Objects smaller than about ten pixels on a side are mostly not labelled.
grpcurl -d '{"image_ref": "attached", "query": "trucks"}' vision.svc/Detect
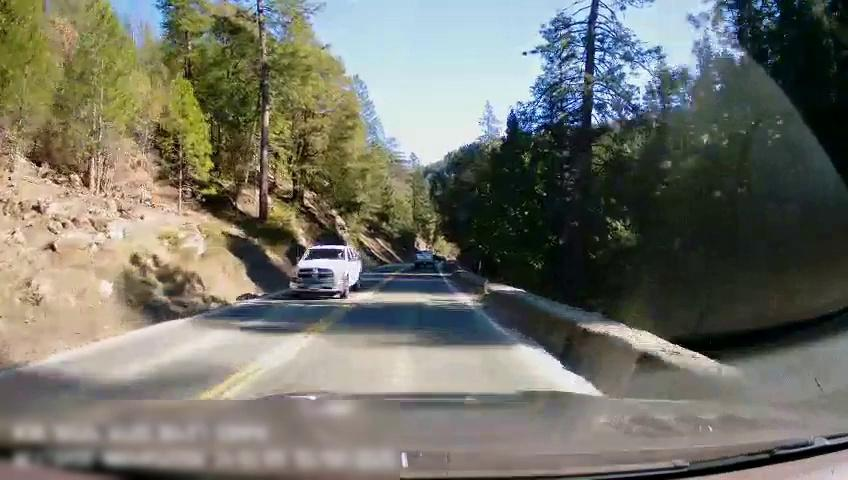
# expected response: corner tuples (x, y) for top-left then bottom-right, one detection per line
(415, 251), (434, 266)
(288, 244), (364, 300)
